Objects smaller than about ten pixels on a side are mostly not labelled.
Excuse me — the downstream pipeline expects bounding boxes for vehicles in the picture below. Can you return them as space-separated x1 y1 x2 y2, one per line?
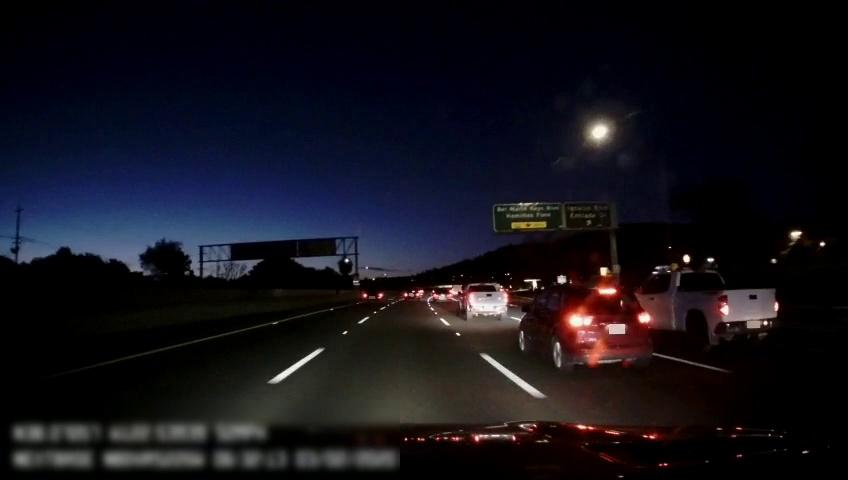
452 284 462 292
631 267 780 354
517 284 654 376
432 286 452 305
361 285 385 303
457 282 508 321
404 287 420 301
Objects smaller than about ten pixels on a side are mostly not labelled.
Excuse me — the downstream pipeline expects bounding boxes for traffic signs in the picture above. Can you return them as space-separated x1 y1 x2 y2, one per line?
563 202 612 229
492 202 564 232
